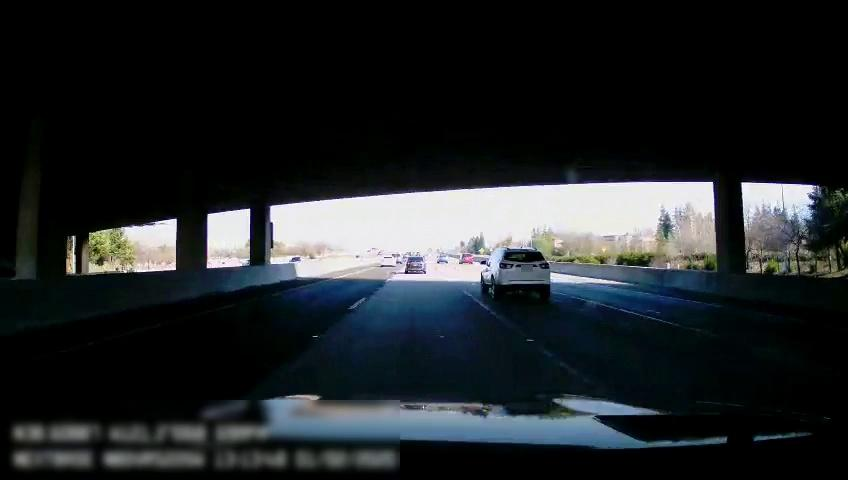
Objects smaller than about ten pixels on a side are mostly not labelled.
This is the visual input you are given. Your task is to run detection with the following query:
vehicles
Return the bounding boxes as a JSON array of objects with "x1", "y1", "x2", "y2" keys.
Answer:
[
  {"x1": 436, "y1": 253, "x2": 448, "y2": 264},
  {"x1": 391, "y1": 253, "x2": 403, "y2": 265},
  {"x1": 379, "y1": 256, "x2": 397, "y2": 268},
  {"x1": 288, "y1": 256, "x2": 304, "y2": 264},
  {"x1": 479, "y1": 246, "x2": 551, "y2": 302},
  {"x1": 405, "y1": 256, "x2": 427, "y2": 274},
  {"x1": 458, "y1": 252, "x2": 475, "y2": 265}
]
